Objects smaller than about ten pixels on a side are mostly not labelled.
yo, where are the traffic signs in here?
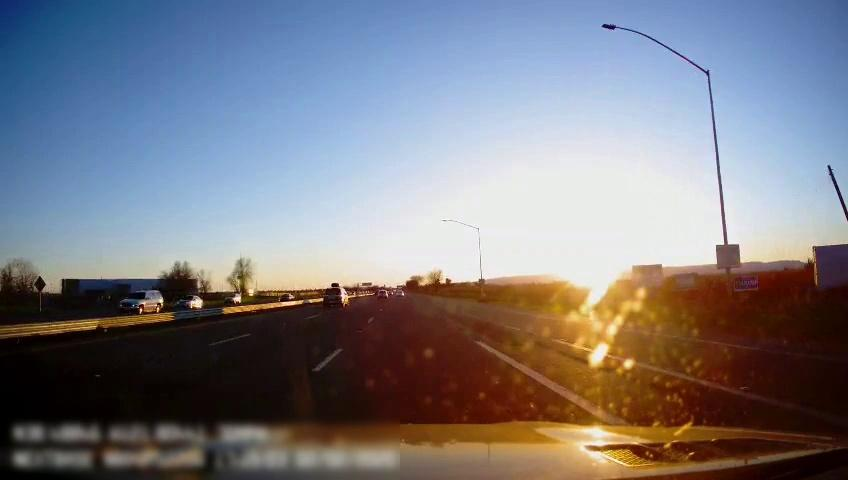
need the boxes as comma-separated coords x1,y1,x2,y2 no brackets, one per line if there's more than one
714,242,741,269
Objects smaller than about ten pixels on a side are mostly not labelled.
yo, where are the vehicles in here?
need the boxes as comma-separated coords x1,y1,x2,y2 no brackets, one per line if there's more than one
377,289,388,299
278,293,296,302
223,293,242,307
120,290,164,316
812,243,848,295
176,295,203,312
322,282,350,309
